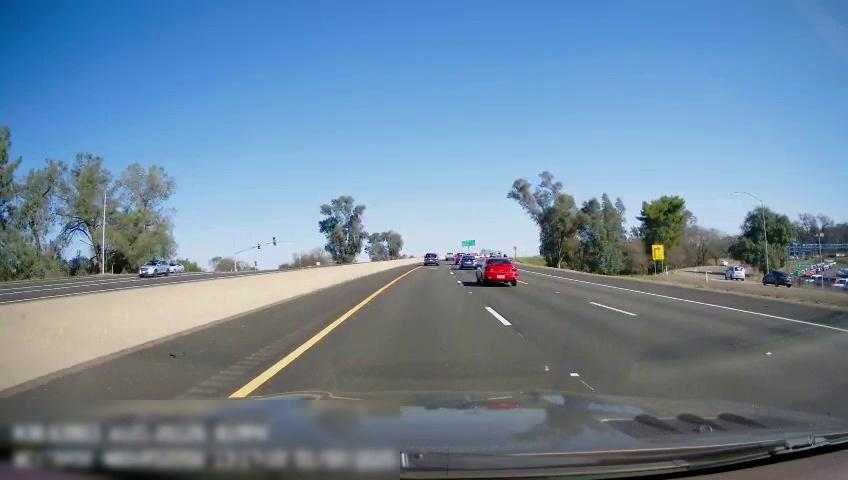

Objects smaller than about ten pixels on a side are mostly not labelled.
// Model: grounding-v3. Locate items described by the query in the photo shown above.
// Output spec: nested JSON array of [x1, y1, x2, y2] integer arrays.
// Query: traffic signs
[[652, 244, 665, 261]]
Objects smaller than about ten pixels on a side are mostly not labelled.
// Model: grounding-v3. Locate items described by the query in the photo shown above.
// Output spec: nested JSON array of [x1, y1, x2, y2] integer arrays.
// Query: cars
[[459, 255, 478, 270], [476, 257, 520, 287], [163, 261, 185, 273]]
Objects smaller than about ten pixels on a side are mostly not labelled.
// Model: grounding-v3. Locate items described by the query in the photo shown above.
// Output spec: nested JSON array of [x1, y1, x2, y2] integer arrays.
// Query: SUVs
[[138, 259, 171, 279], [424, 252, 441, 267], [725, 265, 745, 281], [762, 271, 793, 288]]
